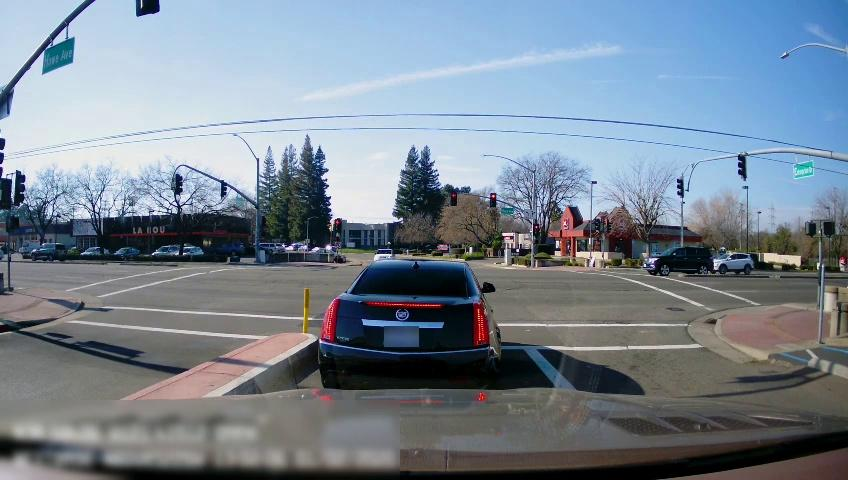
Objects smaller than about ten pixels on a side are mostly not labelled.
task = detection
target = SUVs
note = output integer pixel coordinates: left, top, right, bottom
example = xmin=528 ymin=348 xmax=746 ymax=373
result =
xmin=711 ymin=253 xmax=753 ymax=274
xmin=31 ymin=243 xmax=67 ymax=261
xmin=643 ymin=246 xmax=714 ymax=277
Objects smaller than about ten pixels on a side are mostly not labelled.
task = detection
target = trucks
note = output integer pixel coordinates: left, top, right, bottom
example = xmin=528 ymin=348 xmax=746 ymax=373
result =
xmin=374 ymin=248 xmax=395 ymax=261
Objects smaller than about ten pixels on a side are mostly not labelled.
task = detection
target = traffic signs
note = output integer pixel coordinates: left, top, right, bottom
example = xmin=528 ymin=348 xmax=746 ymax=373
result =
xmin=41 ymin=36 xmax=76 ymax=75
xmin=499 ymin=207 xmax=513 ymax=215
xmin=793 ymin=160 xmax=815 ymax=178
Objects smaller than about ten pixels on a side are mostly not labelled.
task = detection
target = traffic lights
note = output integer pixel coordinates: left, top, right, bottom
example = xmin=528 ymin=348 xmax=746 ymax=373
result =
xmin=821 ymin=221 xmax=837 ymax=235
xmin=13 ymin=170 xmax=26 ymax=206
xmin=595 ymin=219 xmax=602 ymax=232
xmin=333 ymin=218 xmax=342 ymax=233
xmin=677 ymin=177 xmax=684 ymax=197
xmin=175 ymin=174 xmax=184 ymax=196
xmin=533 ymin=224 xmax=540 ymax=237
xmin=0 ymin=137 xmax=6 ymax=177
xmin=132 ymin=0 xmax=161 ymax=17
xmin=4 ymin=217 xmax=19 ymax=232
xmin=805 ymin=222 xmax=820 ymax=236
xmin=489 ymin=193 xmax=496 ymax=208
xmin=737 ymin=154 xmax=747 ymax=178
xmin=219 ymin=180 xmax=227 ymax=199
xmin=0 ymin=178 xmax=12 ymax=210
xmin=449 ymin=191 xmax=457 ymax=207
xmin=606 ymin=219 xmax=613 ymax=232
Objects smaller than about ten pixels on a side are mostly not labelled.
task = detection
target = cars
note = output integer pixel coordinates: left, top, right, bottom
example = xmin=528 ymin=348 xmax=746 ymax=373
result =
xmin=81 ymin=247 xmax=108 ymax=258
xmin=151 ymin=245 xmax=184 ymax=258
xmin=113 ymin=248 xmax=136 ymax=258
xmin=175 ymin=247 xmax=203 ymax=258
xmin=319 ymin=260 xmax=505 ymax=390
